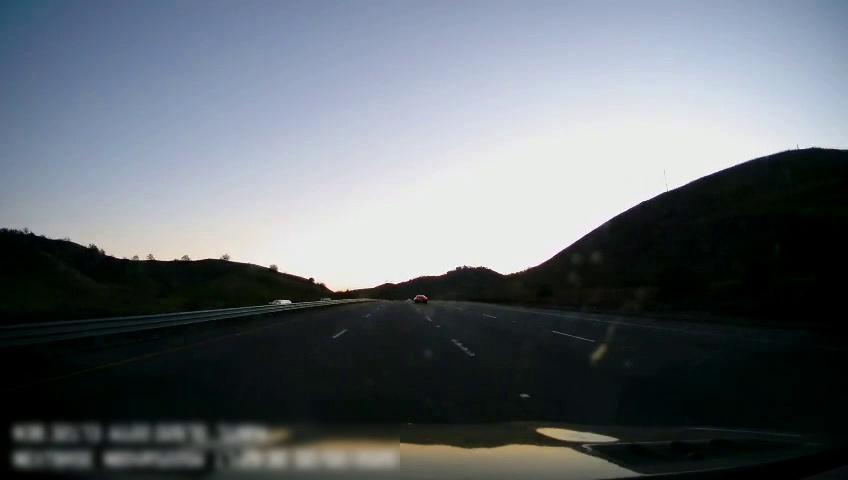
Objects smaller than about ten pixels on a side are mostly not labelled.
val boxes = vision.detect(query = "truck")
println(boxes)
[270,299,292,306]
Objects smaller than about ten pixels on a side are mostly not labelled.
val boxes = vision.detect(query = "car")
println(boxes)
[414,294,428,305]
